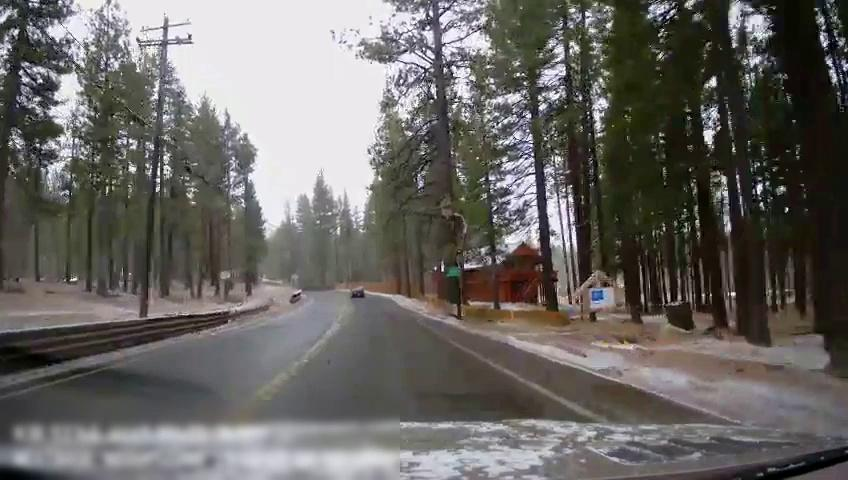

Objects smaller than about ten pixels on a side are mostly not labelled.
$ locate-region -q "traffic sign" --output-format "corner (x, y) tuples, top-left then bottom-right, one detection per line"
(446, 268), (465, 280)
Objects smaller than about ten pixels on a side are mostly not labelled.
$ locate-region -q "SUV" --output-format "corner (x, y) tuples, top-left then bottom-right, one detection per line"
(350, 287), (366, 298)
